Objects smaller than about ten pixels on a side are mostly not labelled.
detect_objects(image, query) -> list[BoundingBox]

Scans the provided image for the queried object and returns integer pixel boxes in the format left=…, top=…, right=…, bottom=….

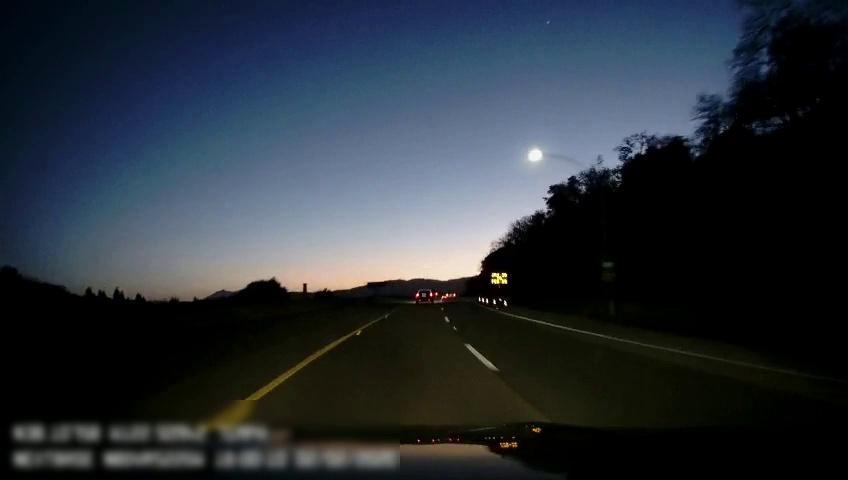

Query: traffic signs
left=490, top=271, right=510, bottom=285
left=601, top=271, right=617, bottom=283
left=601, top=259, right=617, bottom=270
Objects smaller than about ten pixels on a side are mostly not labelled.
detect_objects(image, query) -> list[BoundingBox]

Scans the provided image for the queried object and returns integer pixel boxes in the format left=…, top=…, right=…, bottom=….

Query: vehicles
left=443, top=291, right=456, bottom=301
left=416, top=289, right=434, bottom=304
